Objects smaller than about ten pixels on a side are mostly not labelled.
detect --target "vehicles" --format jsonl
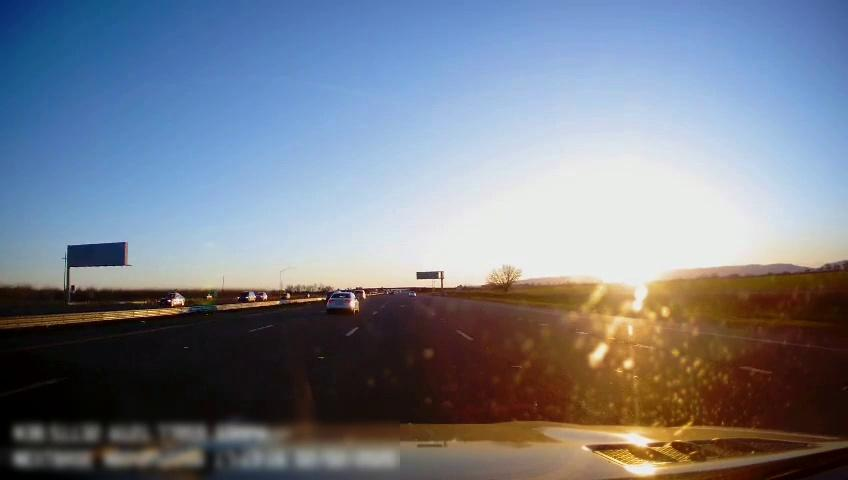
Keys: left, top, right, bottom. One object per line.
{"left": 326, "top": 292, "right": 359, "bottom": 315}
{"left": 237, "top": 291, "right": 257, "bottom": 303}
{"left": 280, "top": 293, "right": 291, "bottom": 300}
{"left": 255, "top": 292, "right": 268, "bottom": 302}
{"left": 325, "top": 292, "right": 341, "bottom": 304}
{"left": 354, "top": 290, "right": 366, "bottom": 301}
{"left": 158, "top": 293, "right": 185, "bottom": 308}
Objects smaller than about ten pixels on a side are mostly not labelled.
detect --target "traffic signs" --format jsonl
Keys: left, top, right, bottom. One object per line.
{"left": 416, "top": 271, "right": 439, "bottom": 280}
